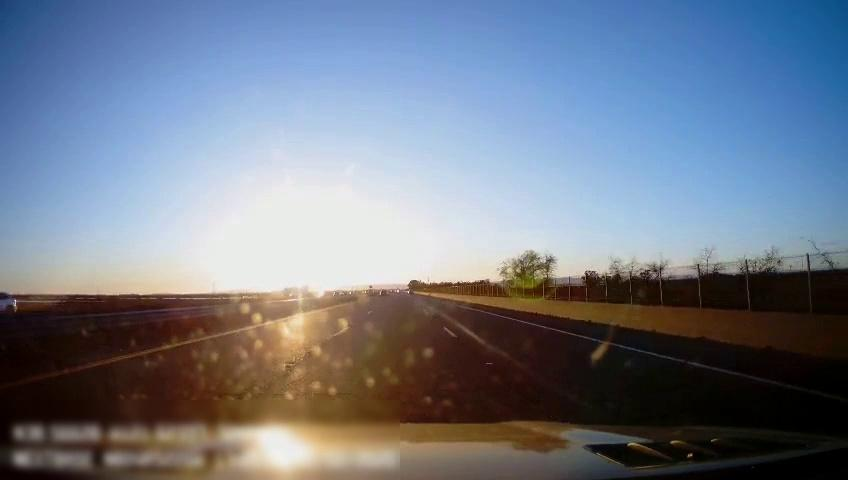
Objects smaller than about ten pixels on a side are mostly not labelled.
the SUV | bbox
[0,295,19,318]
